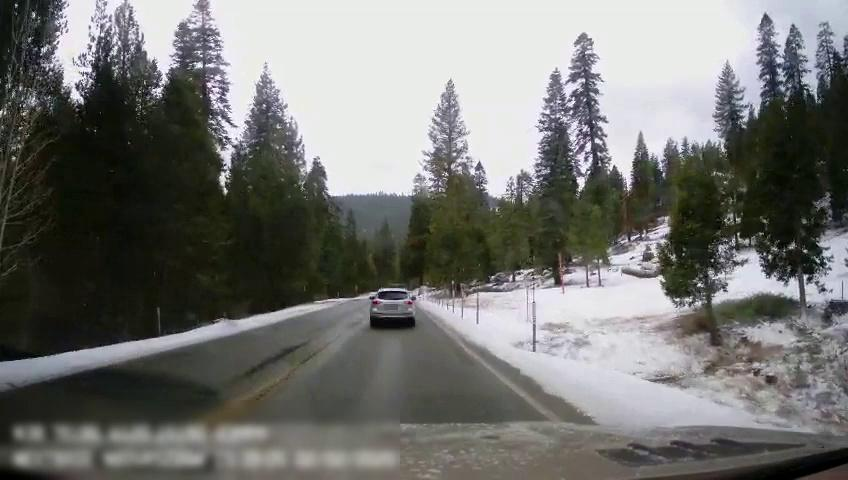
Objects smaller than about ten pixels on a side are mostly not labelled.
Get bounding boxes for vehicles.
[386,284,408,289]
[368,288,417,328]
